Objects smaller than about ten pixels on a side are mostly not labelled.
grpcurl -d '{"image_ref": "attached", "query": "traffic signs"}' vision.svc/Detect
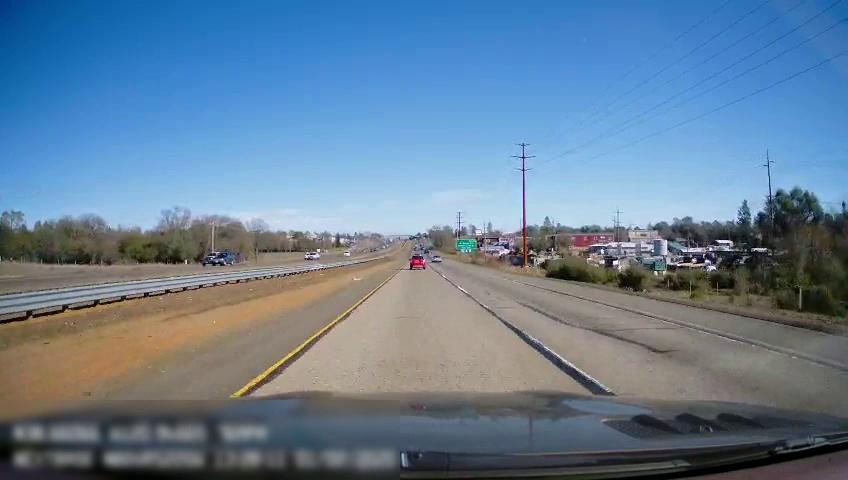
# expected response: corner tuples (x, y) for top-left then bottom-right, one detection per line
(454, 240), (477, 251)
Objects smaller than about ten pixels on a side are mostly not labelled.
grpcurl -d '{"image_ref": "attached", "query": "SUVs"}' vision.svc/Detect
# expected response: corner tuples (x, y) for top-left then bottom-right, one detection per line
(222, 251), (235, 265)
(408, 254), (427, 271)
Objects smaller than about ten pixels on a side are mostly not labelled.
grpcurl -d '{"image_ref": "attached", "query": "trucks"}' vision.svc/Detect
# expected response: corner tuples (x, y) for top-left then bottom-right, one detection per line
(307, 252), (320, 261)
(203, 252), (225, 266)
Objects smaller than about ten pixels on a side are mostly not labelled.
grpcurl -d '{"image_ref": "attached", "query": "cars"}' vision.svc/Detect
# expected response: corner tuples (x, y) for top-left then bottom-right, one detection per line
(432, 254), (442, 263)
